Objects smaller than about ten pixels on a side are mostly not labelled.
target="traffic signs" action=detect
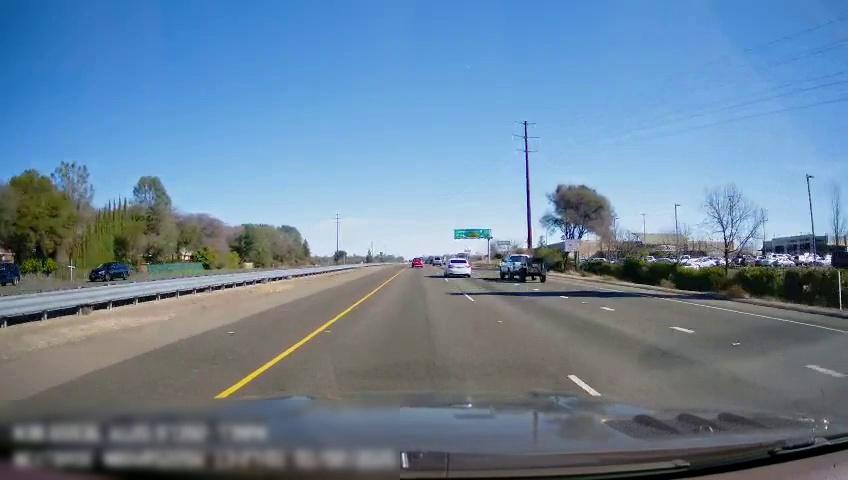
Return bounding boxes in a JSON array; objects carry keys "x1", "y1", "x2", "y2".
[
  {"x1": 500, "y1": 242, "x2": 512, "y2": 246},
  {"x1": 454, "y1": 229, "x2": 494, "y2": 239}
]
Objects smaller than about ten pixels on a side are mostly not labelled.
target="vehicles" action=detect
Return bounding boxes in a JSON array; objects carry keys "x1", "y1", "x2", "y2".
[
  {"x1": 518, "y1": 258, "x2": 547, "y2": 283},
  {"x1": 498, "y1": 254, "x2": 530, "y2": 281},
  {"x1": 87, "y1": 262, "x2": 130, "y2": 283},
  {"x1": 410, "y1": 257, "x2": 424, "y2": 269},
  {"x1": 442, "y1": 258, "x2": 472, "y2": 278},
  {"x1": 432, "y1": 256, "x2": 442, "y2": 266},
  {"x1": 0, "y1": 264, "x2": 21, "y2": 288}
]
